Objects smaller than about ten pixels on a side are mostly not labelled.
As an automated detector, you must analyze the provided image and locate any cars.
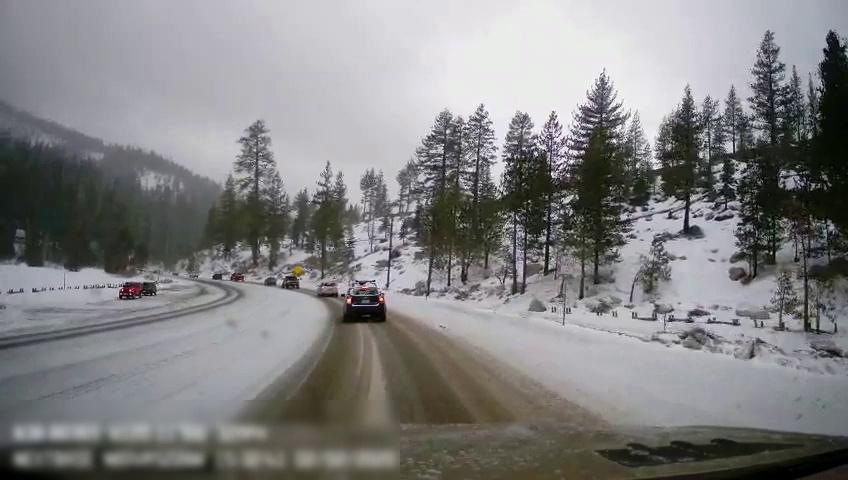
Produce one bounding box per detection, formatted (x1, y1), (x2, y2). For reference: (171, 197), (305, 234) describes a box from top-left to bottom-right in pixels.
(317, 282), (339, 298)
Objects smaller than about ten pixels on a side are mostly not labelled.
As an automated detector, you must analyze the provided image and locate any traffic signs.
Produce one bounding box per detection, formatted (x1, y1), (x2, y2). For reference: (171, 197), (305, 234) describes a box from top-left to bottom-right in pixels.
(292, 265), (303, 276)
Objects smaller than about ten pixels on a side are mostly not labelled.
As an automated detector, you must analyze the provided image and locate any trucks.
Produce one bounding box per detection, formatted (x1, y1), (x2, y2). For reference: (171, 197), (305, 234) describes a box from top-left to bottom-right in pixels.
(282, 276), (300, 289)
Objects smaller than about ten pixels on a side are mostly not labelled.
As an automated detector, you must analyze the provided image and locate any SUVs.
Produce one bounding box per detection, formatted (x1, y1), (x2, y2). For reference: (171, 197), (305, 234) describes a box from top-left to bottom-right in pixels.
(119, 281), (143, 300)
(341, 280), (386, 323)
(142, 282), (157, 296)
